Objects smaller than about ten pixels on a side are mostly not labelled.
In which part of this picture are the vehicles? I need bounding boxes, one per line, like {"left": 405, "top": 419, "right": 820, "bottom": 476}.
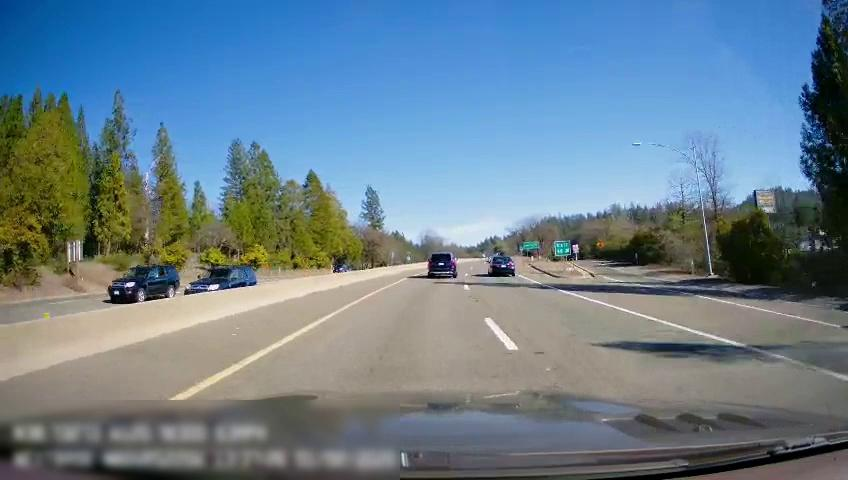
{"left": 332, "top": 264, "right": 350, "bottom": 275}
{"left": 184, "top": 263, "right": 260, "bottom": 299}
{"left": 427, "top": 253, "right": 459, "bottom": 278}
{"left": 486, "top": 256, "right": 516, "bottom": 277}
{"left": 108, "top": 265, "right": 182, "bottom": 304}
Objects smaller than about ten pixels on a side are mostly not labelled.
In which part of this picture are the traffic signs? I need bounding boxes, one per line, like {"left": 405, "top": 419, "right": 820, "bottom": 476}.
{"left": 521, "top": 240, "right": 540, "bottom": 252}
{"left": 554, "top": 240, "right": 571, "bottom": 256}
